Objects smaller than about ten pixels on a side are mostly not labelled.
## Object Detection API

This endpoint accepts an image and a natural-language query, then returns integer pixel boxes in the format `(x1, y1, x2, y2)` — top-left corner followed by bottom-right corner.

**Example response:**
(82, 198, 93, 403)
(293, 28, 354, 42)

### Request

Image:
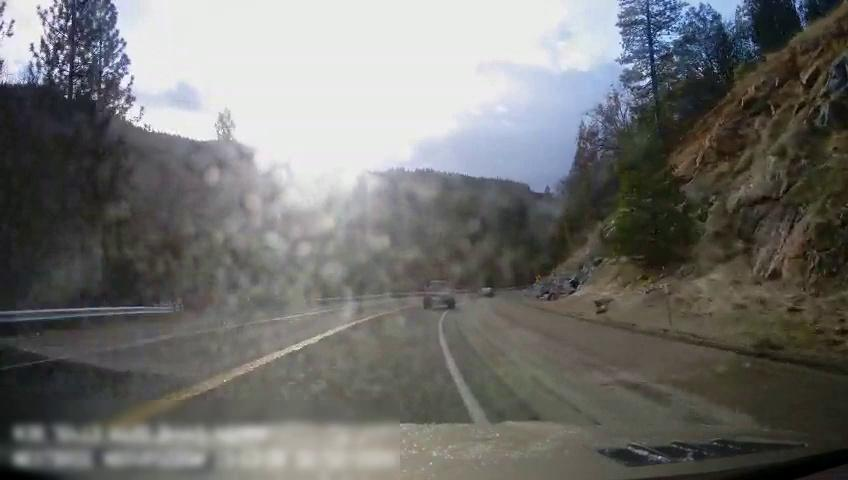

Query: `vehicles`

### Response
(480, 287, 495, 298)
(423, 280, 456, 310)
